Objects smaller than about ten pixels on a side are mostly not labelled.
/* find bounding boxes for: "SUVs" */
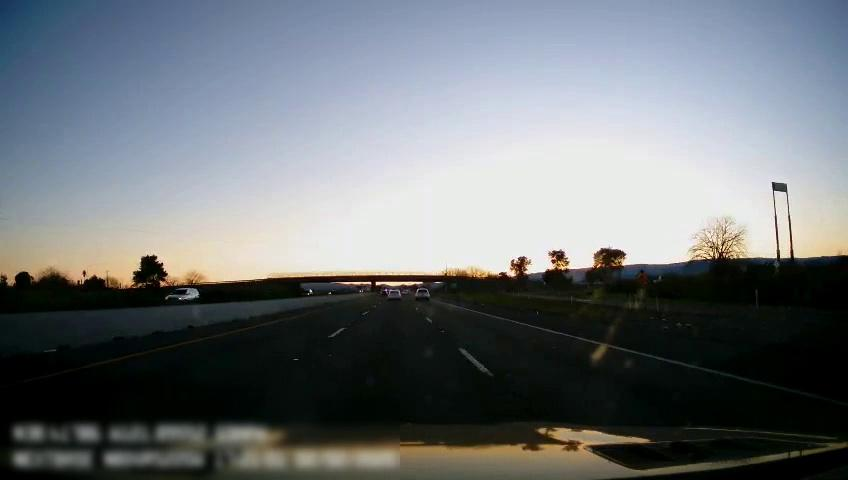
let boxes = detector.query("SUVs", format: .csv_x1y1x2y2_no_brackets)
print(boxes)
414,288,431,301
165,287,200,304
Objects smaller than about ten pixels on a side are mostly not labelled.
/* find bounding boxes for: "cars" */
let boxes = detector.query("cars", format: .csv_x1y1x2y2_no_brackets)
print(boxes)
387,289,403,301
